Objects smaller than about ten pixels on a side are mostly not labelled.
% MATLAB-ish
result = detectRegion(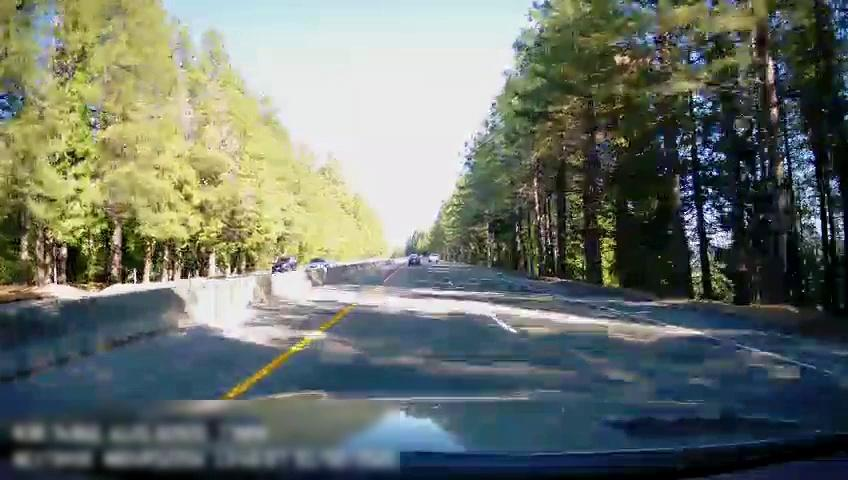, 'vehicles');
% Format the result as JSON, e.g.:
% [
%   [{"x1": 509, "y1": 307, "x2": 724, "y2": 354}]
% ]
[
  {"x1": 271, "y1": 257, "x2": 296, "y2": 274},
  {"x1": 428, "y1": 255, "x2": 440, "y2": 264},
  {"x1": 408, "y1": 256, "x2": 421, "y2": 266},
  {"x1": 306, "y1": 257, "x2": 335, "y2": 272}
]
